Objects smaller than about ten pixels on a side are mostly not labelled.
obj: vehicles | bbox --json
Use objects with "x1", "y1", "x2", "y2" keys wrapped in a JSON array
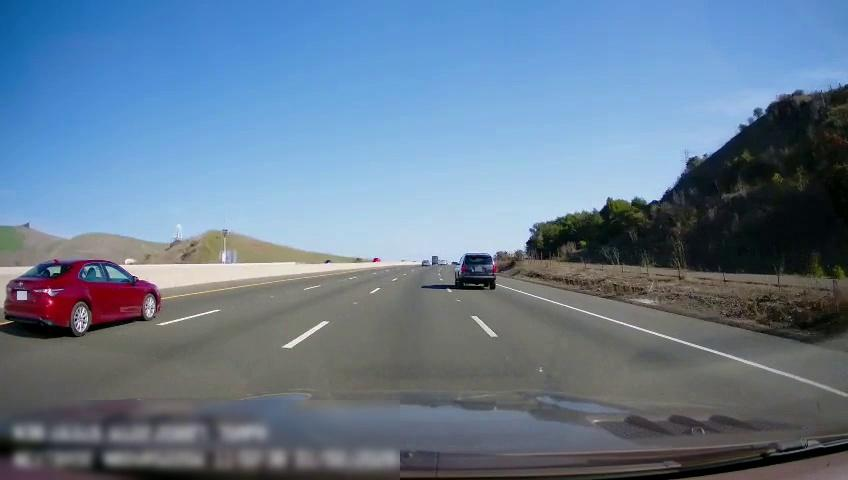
[
  {"x1": 454, "y1": 252, "x2": 497, "y2": 290},
  {"x1": 2, "y1": 258, "x2": 161, "y2": 338},
  {"x1": 320, "y1": 258, "x2": 336, "y2": 264},
  {"x1": 431, "y1": 256, "x2": 440, "y2": 266},
  {"x1": 371, "y1": 257, "x2": 382, "y2": 263}
]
